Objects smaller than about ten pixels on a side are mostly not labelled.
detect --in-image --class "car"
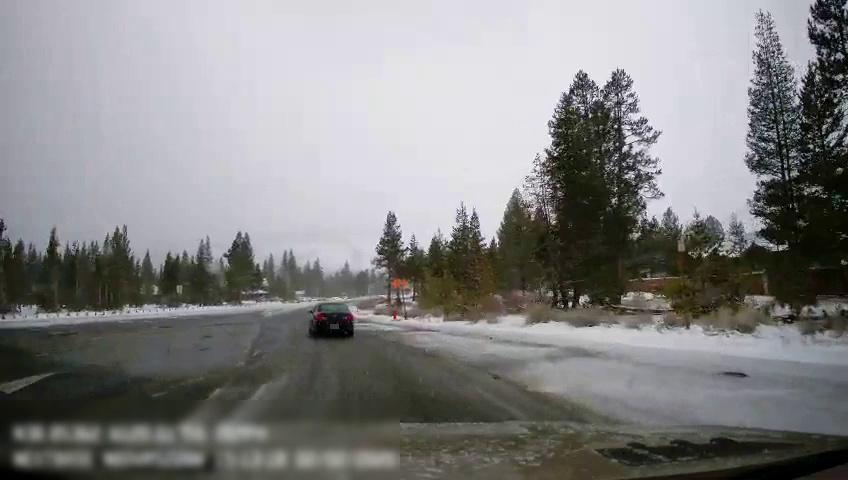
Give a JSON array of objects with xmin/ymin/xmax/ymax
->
[{"xmin": 307, "ymin": 302, "xmax": 354, "ymax": 336}]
